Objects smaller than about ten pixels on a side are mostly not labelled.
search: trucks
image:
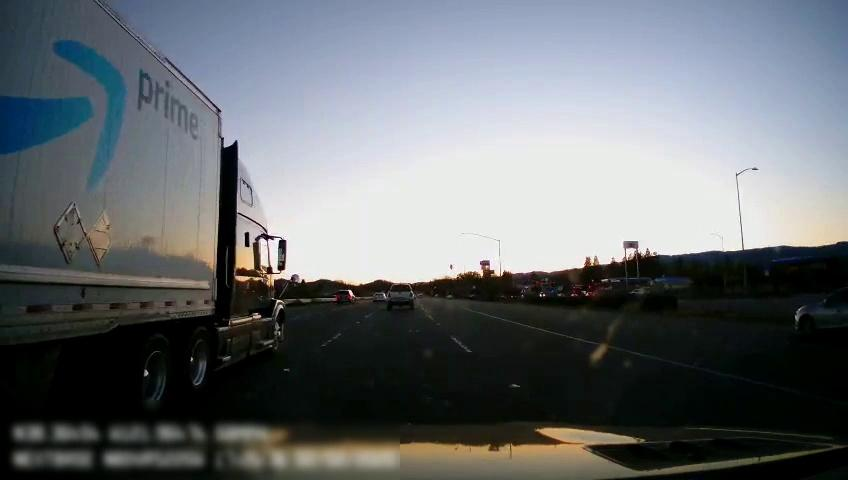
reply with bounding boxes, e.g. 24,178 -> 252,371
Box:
0,0 -> 299,456
385,283 -> 415,312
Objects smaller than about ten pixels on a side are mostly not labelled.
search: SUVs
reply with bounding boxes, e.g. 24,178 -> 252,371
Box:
335,289 -> 356,305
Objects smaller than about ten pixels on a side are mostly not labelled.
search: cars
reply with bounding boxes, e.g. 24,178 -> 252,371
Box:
372,292 -> 387,304
793,286 -> 848,344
